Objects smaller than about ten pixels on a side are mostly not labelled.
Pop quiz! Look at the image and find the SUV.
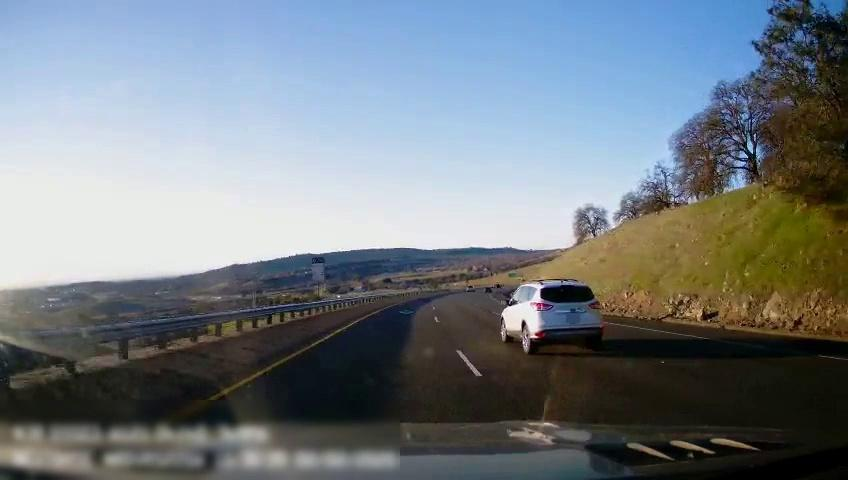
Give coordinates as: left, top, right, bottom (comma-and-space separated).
500, 282, 605, 355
